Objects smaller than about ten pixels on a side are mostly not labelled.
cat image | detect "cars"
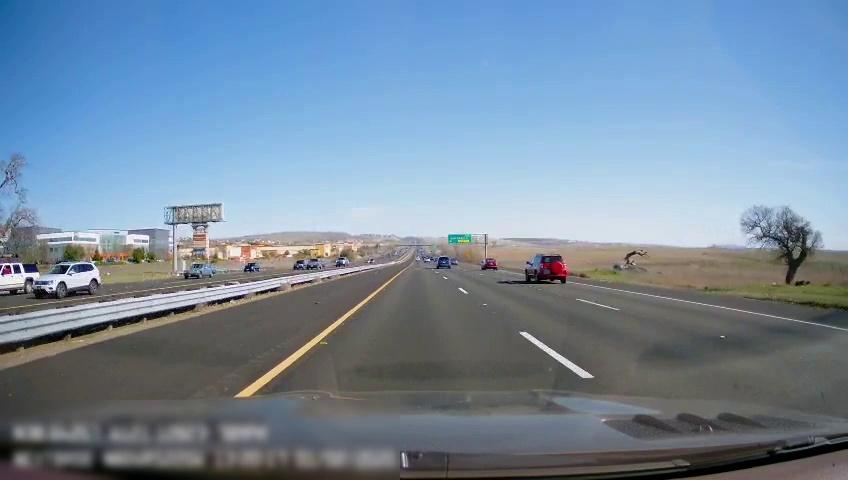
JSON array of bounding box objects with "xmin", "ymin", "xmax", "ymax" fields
[
  {"xmin": 0, "ymin": 263, "xmax": 40, "ymax": 294},
  {"xmin": 436, "ymin": 257, "xmax": 451, "ymax": 269},
  {"xmin": 243, "ymin": 262, "xmax": 260, "ymax": 273},
  {"xmin": 293, "ymin": 259, "xmax": 307, "ymax": 270},
  {"xmin": 481, "ymin": 257, "xmax": 498, "ymax": 271}
]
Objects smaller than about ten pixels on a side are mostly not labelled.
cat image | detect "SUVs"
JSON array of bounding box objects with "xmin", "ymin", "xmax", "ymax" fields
[
  {"xmin": 306, "ymin": 258, "xmax": 323, "ymax": 270},
  {"xmin": 524, "ymin": 255, "xmax": 567, "ymax": 285},
  {"xmin": 33, "ymin": 263, "xmax": 102, "ymax": 300}
]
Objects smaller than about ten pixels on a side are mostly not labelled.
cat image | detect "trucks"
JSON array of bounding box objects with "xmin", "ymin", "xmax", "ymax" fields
[
  {"xmin": 183, "ymin": 263, "xmax": 216, "ymax": 280},
  {"xmin": 335, "ymin": 257, "xmax": 349, "ymax": 268}
]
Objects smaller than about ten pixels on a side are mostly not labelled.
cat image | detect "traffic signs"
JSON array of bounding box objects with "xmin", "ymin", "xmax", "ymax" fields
[{"xmin": 447, "ymin": 234, "xmax": 473, "ymax": 244}]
